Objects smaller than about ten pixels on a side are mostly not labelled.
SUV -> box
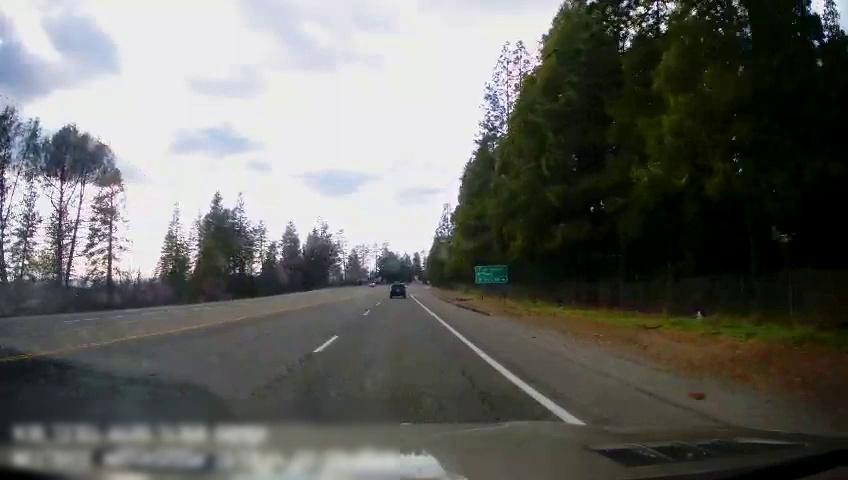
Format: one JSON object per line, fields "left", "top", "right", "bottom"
{"left": 389, "top": 283, "right": 407, "bottom": 299}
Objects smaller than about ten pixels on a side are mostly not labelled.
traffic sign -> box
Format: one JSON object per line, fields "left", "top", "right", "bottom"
{"left": 473, "top": 266, "right": 509, "bottom": 285}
